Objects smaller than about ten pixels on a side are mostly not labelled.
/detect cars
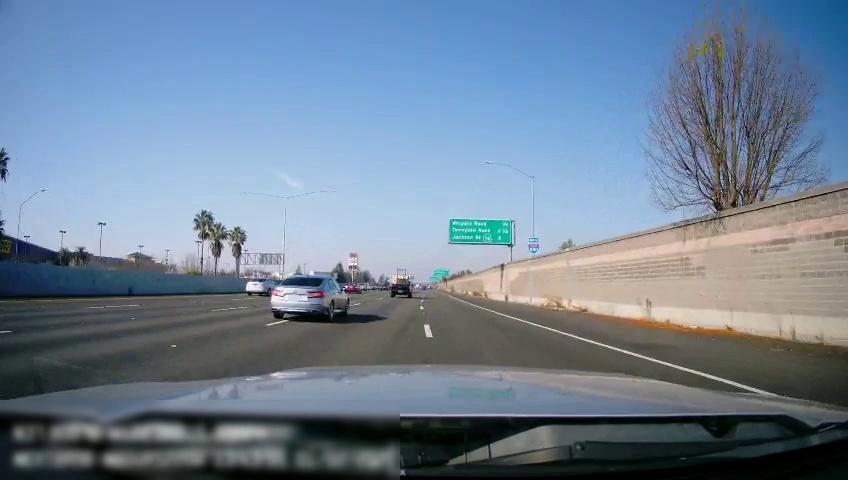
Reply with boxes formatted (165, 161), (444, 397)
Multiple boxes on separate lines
(344, 281), (361, 294)
(271, 275), (351, 322)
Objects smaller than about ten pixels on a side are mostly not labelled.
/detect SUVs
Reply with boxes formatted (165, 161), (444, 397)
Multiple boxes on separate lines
(245, 277), (278, 297)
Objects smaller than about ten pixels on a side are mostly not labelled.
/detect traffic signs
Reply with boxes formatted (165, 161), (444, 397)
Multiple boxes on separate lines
(448, 218), (511, 245)
(527, 237), (541, 254)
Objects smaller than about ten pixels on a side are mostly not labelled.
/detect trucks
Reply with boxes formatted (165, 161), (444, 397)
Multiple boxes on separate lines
(391, 278), (412, 299)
